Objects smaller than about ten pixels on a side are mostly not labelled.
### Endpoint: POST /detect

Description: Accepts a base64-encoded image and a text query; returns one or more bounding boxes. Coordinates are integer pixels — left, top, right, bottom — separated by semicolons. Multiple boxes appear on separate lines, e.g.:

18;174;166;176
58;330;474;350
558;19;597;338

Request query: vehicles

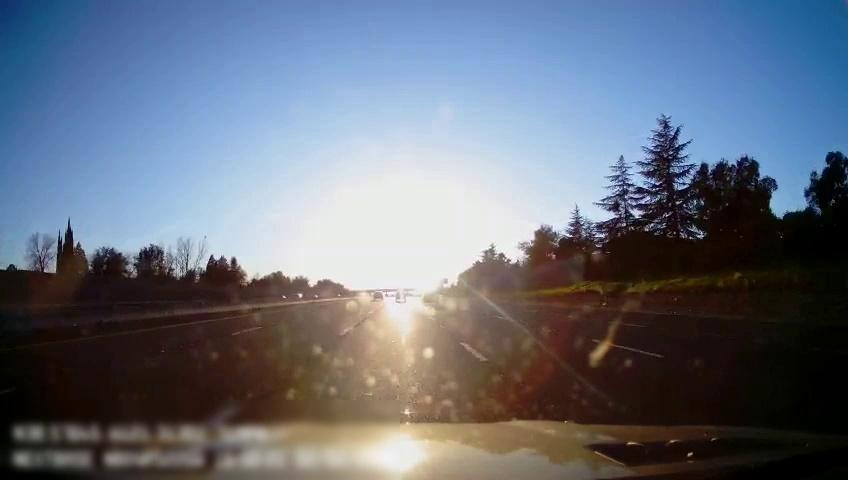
422;292;440;304
373;291;384;301
395;291;407;303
